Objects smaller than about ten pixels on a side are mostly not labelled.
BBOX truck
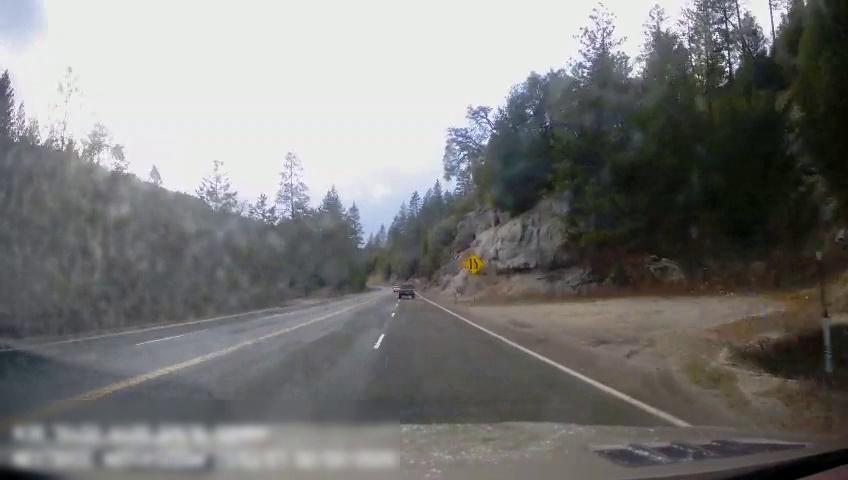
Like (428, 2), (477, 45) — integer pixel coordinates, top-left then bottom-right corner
(398, 282), (415, 299)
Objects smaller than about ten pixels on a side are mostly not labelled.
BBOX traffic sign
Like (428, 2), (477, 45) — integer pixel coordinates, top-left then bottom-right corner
(463, 253), (486, 276)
